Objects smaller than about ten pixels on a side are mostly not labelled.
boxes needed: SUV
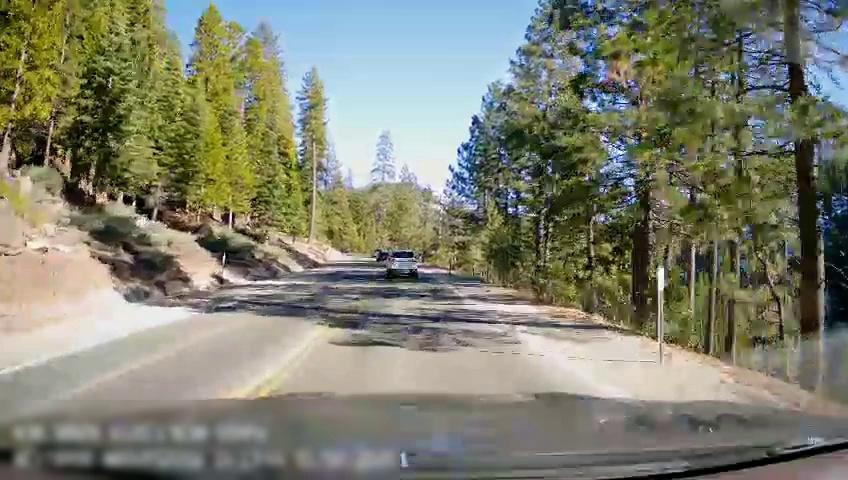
[385,249,418,279]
